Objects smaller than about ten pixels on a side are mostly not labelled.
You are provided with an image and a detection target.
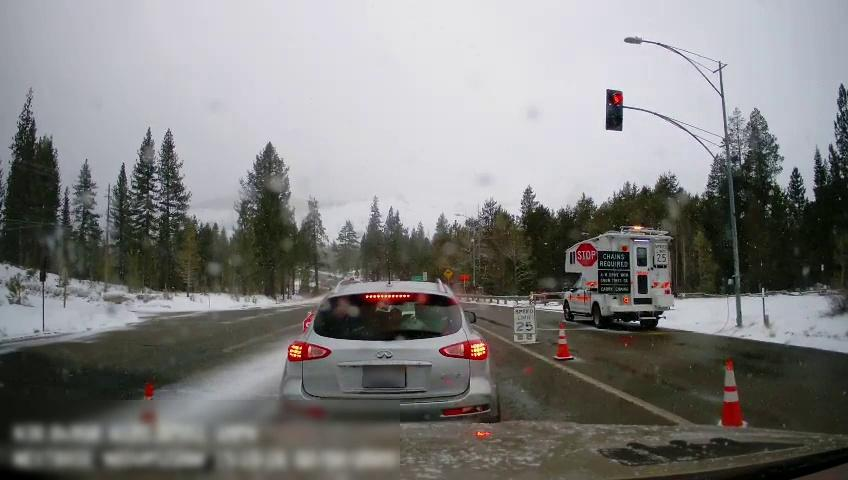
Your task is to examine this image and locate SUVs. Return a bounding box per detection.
[275,279,502,424]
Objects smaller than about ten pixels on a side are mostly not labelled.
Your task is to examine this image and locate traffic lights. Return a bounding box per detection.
[604,87,624,133]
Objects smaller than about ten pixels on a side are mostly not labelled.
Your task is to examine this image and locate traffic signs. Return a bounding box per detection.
[512,304,537,335]
[576,242,598,268]
[301,312,316,334]
[598,268,632,294]
[653,241,670,266]
[459,273,471,281]
[411,275,423,281]
[442,268,454,281]
[597,250,631,270]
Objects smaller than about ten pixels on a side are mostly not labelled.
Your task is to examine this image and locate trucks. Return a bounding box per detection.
[563,225,675,329]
